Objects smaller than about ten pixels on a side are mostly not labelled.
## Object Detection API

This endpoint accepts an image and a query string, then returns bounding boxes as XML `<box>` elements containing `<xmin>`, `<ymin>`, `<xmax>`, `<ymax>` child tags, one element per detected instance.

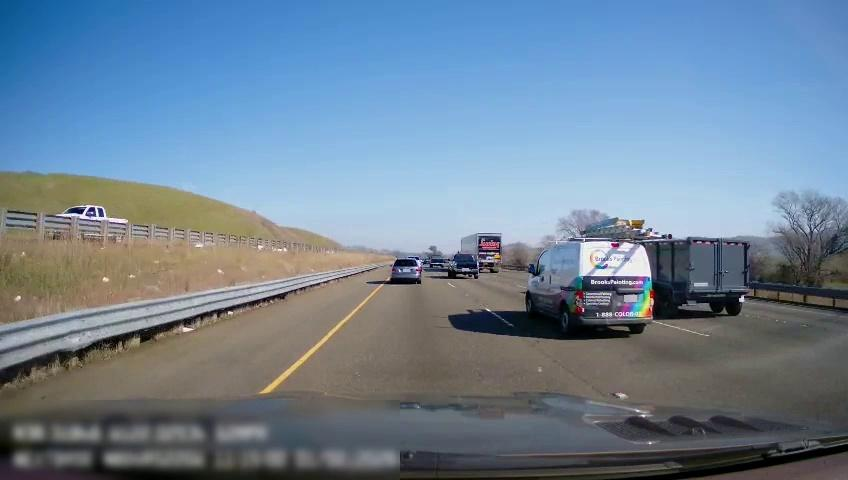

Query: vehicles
<box><xmin>634</xmin><ymin>236</ymin><xmax>753</xmax><ymax>318</ymax></box>
<box><xmin>457</xmin><ymin>233</ymin><xmax>503</xmax><ymax>274</ymax></box>
<box><xmin>524</xmin><ymin>215</ymin><xmax>673</xmax><ymax>336</ymax></box>
<box><xmin>256</xmin><ymin>243</ymin><xmax>289</xmax><ymax>253</ymax></box>
<box><xmin>429</xmin><ymin>254</ymin><xmax>445</xmax><ymax>269</ymax></box>
<box><xmin>407</xmin><ymin>255</ymin><xmax>424</xmax><ymax>272</ymax></box>
<box><xmin>389</xmin><ymin>257</ymin><xmax>423</xmax><ymax>284</ymax></box>
<box><xmin>446</xmin><ymin>253</ymin><xmax>480</xmax><ymax>279</ymax></box>
<box><xmin>46</xmin><ymin>204</ymin><xmax>130</xmax><ymax>243</ymax></box>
